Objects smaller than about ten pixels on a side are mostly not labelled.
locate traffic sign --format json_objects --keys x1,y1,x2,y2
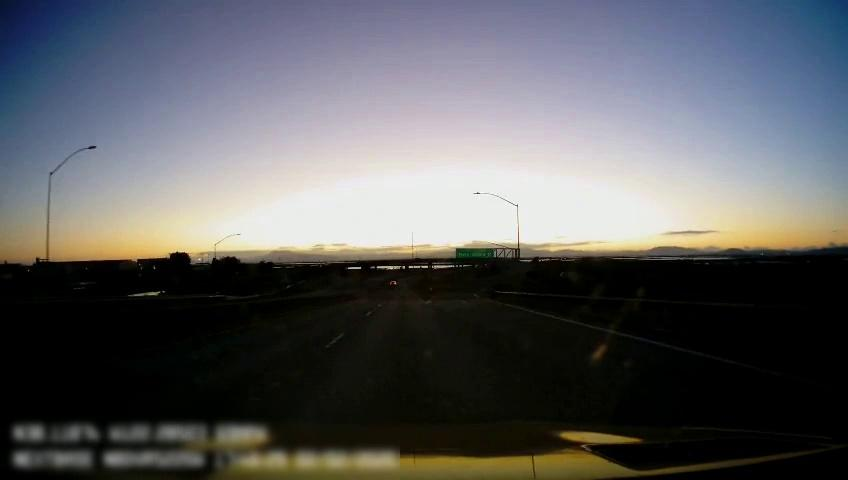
[{"x1": 455, "y1": 247, "x2": 495, "y2": 259}]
